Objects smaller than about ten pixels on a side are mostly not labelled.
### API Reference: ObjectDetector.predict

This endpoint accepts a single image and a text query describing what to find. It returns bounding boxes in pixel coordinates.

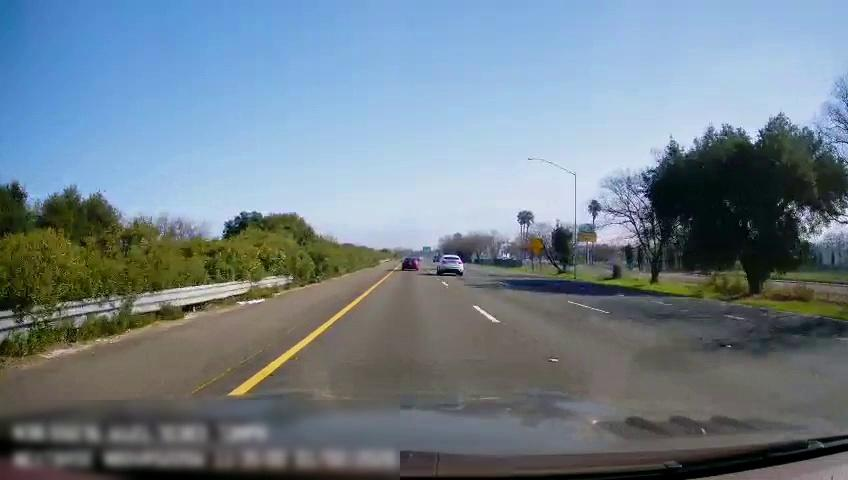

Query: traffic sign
[530,239,545,256]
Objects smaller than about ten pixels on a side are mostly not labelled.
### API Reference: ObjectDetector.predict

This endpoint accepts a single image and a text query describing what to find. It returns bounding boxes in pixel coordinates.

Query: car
[401,256,419,272]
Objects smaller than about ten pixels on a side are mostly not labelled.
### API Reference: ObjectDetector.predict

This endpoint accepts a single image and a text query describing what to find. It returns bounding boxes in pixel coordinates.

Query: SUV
[437,255,464,277]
